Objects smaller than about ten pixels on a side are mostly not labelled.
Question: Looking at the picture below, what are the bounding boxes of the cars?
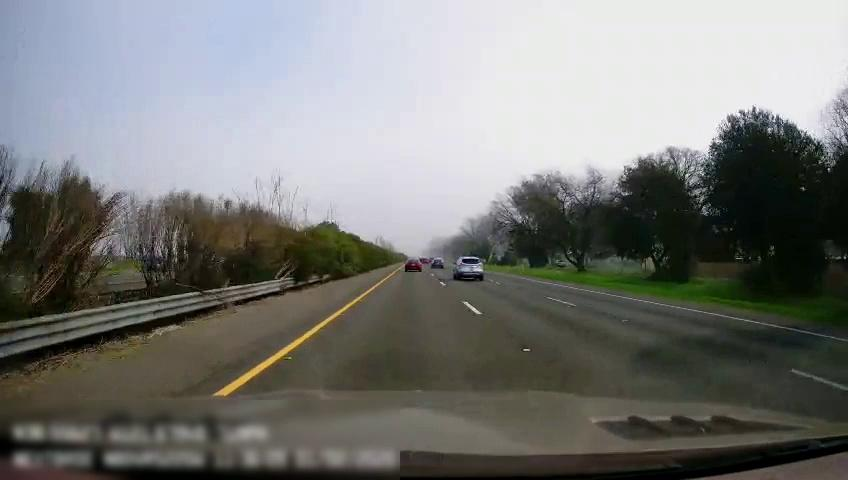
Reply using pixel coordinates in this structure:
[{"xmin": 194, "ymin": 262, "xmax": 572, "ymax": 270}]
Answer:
[
  {"xmin": 404, "ymin": 257, "xmax": 423, "ymax": 273},
  {"xmin": 430, "ymin": 259, "xmax": 444, "ymax": 269}
]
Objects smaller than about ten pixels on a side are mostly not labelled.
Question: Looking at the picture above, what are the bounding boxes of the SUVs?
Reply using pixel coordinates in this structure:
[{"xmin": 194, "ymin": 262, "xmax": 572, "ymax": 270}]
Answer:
[{"xmin": 452, "ymin": 256, "xmax": 484, "ymax": 281}]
